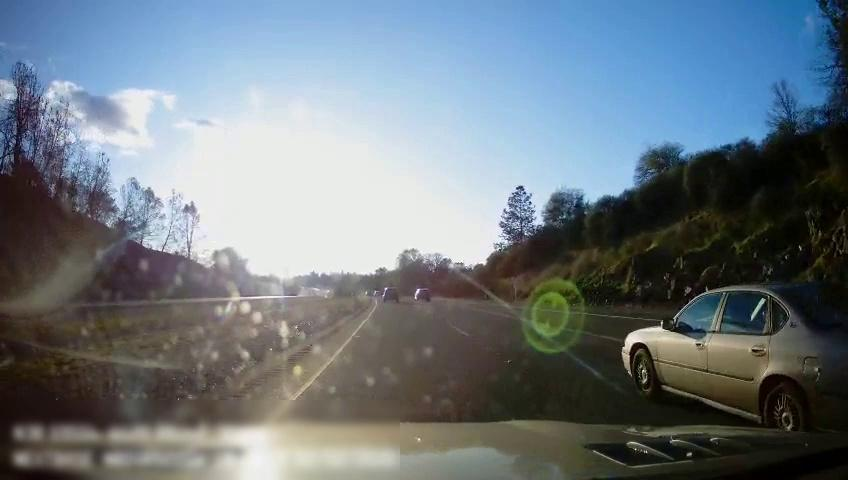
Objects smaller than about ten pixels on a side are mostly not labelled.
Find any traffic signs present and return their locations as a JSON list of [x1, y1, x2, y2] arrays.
[[512, 278, 520, 289]]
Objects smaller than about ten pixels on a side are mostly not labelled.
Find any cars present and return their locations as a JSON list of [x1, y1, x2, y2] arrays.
[[384, 288, 399, 302], [621, 284, 848, 436]]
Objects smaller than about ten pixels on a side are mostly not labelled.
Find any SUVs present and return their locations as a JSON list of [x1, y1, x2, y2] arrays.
[[416, 289, 431, 300]]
